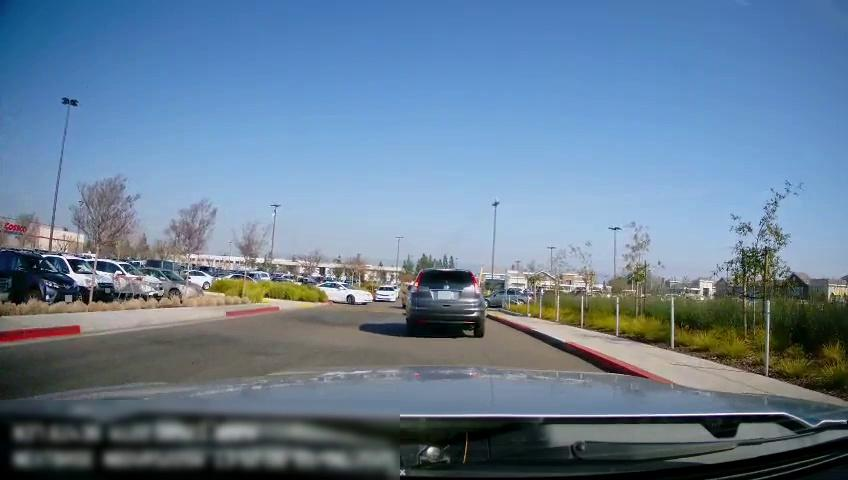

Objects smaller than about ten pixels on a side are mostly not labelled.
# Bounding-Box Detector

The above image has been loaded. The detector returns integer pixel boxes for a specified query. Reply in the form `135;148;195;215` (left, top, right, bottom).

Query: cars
314;280;375;306
373;284;398;303
485;288;537;308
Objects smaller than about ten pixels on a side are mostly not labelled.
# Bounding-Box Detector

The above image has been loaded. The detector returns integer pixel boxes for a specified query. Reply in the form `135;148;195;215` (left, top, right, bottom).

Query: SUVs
404;267;486;340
